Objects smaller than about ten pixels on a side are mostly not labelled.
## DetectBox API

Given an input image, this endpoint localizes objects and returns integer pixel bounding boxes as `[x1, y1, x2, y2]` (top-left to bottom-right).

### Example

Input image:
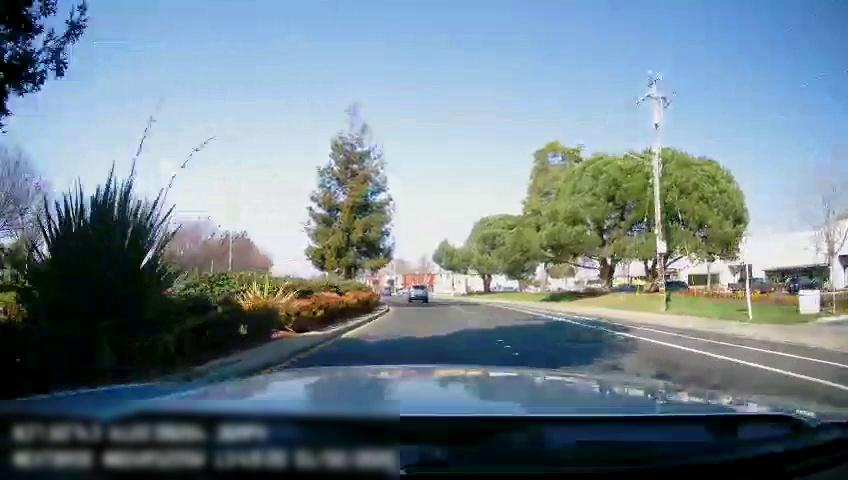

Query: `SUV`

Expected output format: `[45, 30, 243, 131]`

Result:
[408, 284, 429, 303]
